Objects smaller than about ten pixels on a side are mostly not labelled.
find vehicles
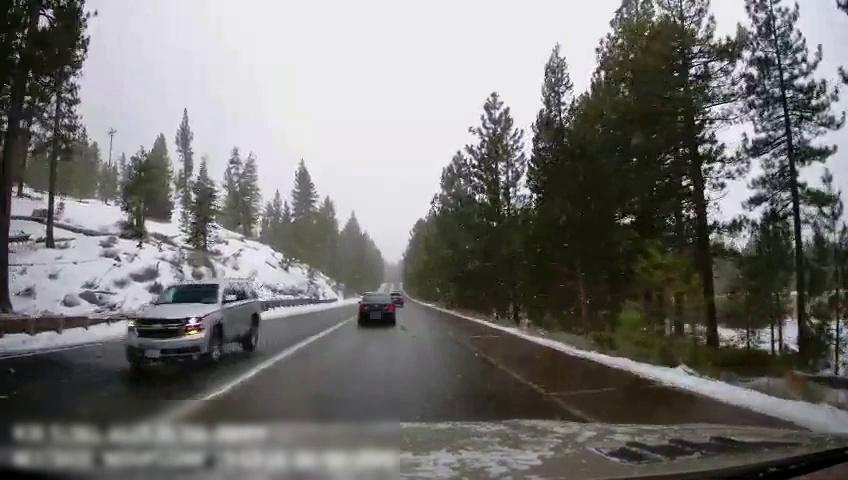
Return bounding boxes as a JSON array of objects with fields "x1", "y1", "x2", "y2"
[
  {"x1": 357, "y1": 294, "x2": 397, "y2": 327},
  {"x1": 388, "y1": 292, "x2": 403, "y2": 307},
  {"x1": 124, "y1": 279, "x2": 263, "y2": 372}
]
